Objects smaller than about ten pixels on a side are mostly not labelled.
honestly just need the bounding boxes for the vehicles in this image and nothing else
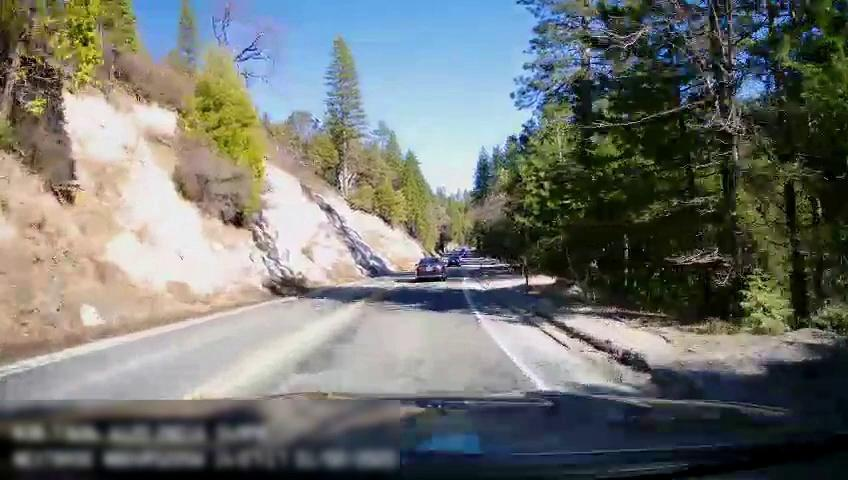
[445,253,462,267]
[414,256,448,282]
